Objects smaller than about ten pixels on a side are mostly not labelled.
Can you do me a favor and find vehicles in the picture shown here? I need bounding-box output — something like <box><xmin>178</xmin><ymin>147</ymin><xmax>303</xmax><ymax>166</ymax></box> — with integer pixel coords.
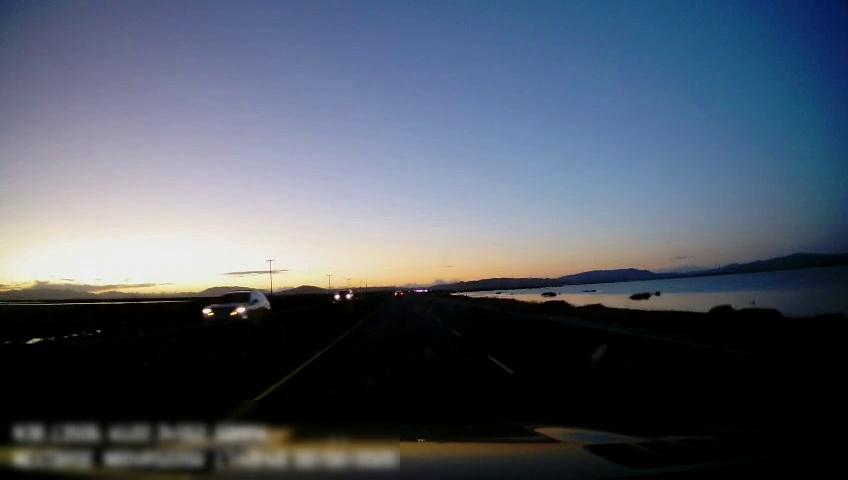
<box><xmin>201</xmin><ymin>289</ymin><xmax>271</xmax><ymax>321</ymax></box>
<box><xmin>334</xmin><ymin>288</ymin><xmax>355</xmax><ymax>302</ymax></box>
